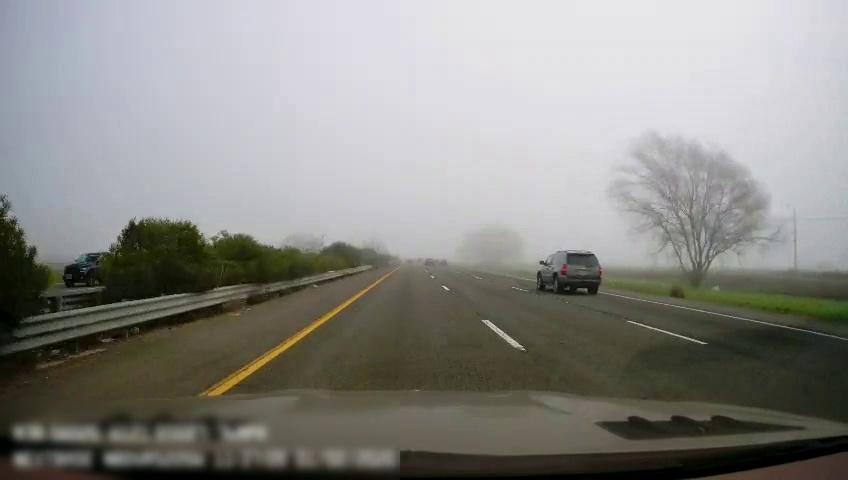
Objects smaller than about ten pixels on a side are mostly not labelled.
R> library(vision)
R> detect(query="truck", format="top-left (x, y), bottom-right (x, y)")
top-left (61, 251), bottom-right (109, 289)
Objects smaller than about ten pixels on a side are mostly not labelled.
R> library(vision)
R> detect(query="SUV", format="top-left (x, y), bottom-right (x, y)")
top-left (535, 249), bottom-right (603, 296)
